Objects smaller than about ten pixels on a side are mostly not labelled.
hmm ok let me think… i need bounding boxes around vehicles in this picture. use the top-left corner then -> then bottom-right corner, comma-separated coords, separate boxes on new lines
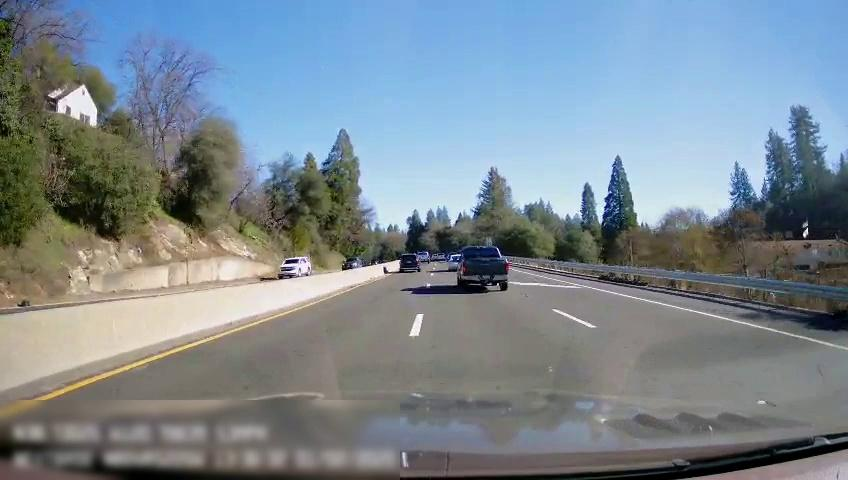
416,251 -> 430,263
453,245 -> 512,292
398,254 -> 421,273
341,257 -> 363,272
277,256 -> 313,281
447,254 -> 461,271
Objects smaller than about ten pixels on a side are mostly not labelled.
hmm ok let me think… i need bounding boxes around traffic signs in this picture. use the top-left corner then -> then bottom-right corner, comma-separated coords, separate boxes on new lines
485,237 -> 494,248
